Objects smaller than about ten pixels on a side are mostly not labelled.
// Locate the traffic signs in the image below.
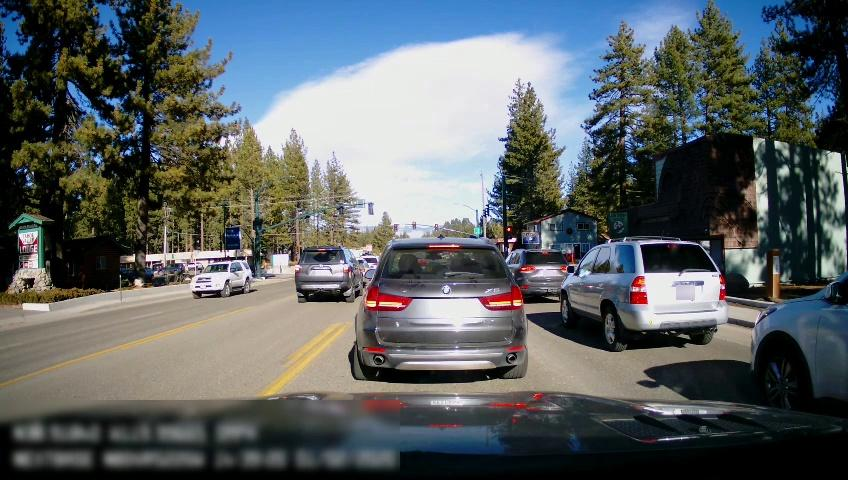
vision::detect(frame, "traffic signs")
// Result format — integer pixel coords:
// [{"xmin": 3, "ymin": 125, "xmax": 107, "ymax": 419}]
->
[{"xmin": 473, "ymin": 226, "xmax": 483, "ymax": 238}]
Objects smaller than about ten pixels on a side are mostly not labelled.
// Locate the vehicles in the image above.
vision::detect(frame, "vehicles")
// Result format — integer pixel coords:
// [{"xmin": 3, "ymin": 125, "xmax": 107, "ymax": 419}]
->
[
  {"xmin": 560, "ymin": 238, "xmax": 727, "ymax": 352},
  {"xmin": 191, "ymin": 262, "xmax": 254, "ymax": 298},
  {"xmin": 749, "ymin": 272, "xmax": 848, "ymax": 411},
  {"xmin": 506, "ymin": 248, "xmax": 572, "ymax": 305},
  {"xmin": 360, "ymin": 254, "xmax": 379, "ymax": 267},
  {"xmin": 185, "ymin": 260, "xmax": 199, "ymax": 270},
  {"xmin": 295, "ymin": 248, "xmax": 363, "ymax": 302},
  {"xmin": 121, "ymin": 266, "xmax": 148, "ymax": 279},
  {"xmin": 353, "ymin": 238, "xmax": 527, "ymax": 382},
  {"xmin": 360, "ymin": 260, "xmax": 370, "ymax": 286}
]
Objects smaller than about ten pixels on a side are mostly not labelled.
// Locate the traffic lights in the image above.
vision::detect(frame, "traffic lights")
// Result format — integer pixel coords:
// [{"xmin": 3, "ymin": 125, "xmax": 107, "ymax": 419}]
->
[
  {"xmin": 337, "ymin": 207, "xmax": 343, "ymax": 218},
  {"xmin": 368, "ymin": 203, "xmax": 374, "ymax": 216},
  {"xmin": 485, "ymin": 203, "xmax": 491, "ymax": 217},
  {"xmin": 506, "ymin": 224, "xmax": 512, "ymax": 237}
]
